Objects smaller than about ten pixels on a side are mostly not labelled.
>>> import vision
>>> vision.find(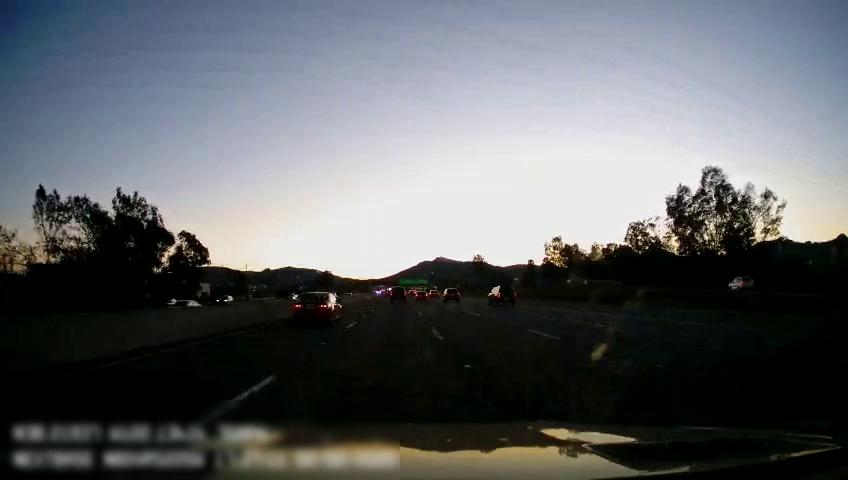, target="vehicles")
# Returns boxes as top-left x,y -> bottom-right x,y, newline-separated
388,285 -> 408,305
415,290 -> 429,301
727,275 -> 754,291
487,285 -> 517,306
428,289 -> 440,299
292,291 -> 344,325
168,299 -> 203,308
215,295 -> 234,304
441,287 -> 461,303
